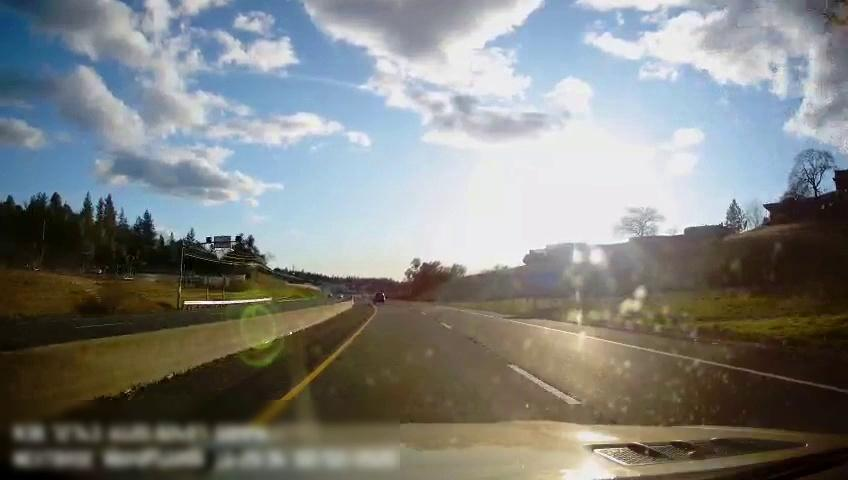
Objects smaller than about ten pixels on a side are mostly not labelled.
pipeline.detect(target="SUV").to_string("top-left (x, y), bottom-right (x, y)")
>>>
top-left (372, 291), bottom-right (386, 304)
